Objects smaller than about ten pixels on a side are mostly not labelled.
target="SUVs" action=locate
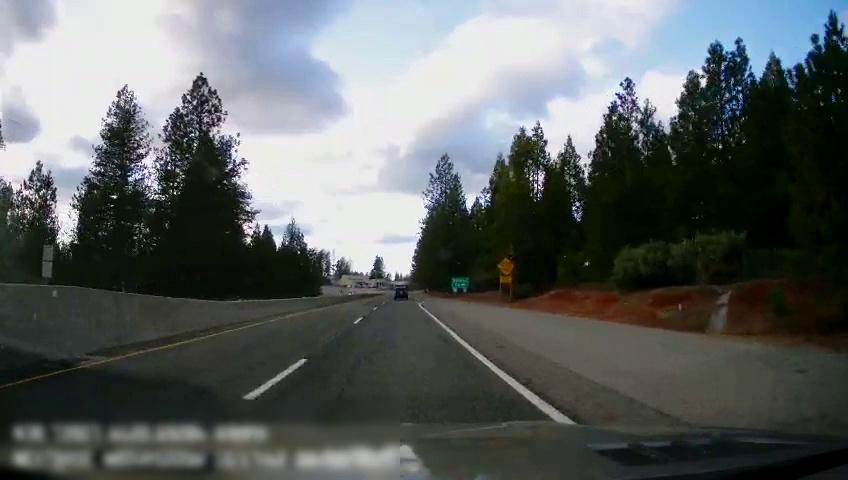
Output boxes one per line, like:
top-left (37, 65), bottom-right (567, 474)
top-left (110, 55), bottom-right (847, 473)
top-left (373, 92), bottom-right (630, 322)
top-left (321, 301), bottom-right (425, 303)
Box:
top-left (392, 286), bottom-right (409, 301)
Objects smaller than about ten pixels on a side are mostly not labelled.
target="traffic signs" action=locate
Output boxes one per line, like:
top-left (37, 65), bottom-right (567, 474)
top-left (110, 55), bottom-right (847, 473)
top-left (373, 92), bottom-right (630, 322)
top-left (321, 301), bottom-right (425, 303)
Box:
top-left (501, 274), bottom-right (514, 284)
top-left (452, 278), bottom-right (468, 288)
top-left (497, 258), bottom-right (515, 276)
